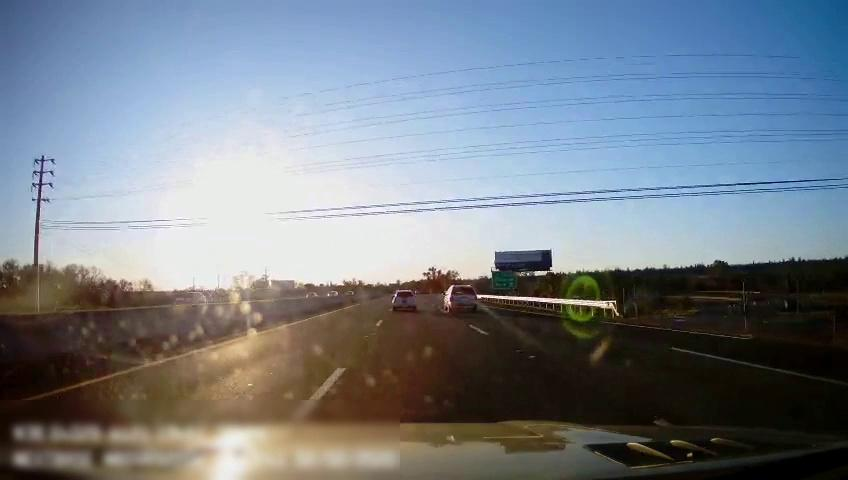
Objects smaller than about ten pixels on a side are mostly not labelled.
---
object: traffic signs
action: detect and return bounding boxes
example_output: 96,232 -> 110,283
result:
491,269 -> 517,291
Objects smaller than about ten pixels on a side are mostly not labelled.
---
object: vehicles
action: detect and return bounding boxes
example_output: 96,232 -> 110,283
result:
442,284 -> 478,314
304,292 -> 319,297
391,289 -> 417,313
326,290 -> 339,297
173,291 -> 207,306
